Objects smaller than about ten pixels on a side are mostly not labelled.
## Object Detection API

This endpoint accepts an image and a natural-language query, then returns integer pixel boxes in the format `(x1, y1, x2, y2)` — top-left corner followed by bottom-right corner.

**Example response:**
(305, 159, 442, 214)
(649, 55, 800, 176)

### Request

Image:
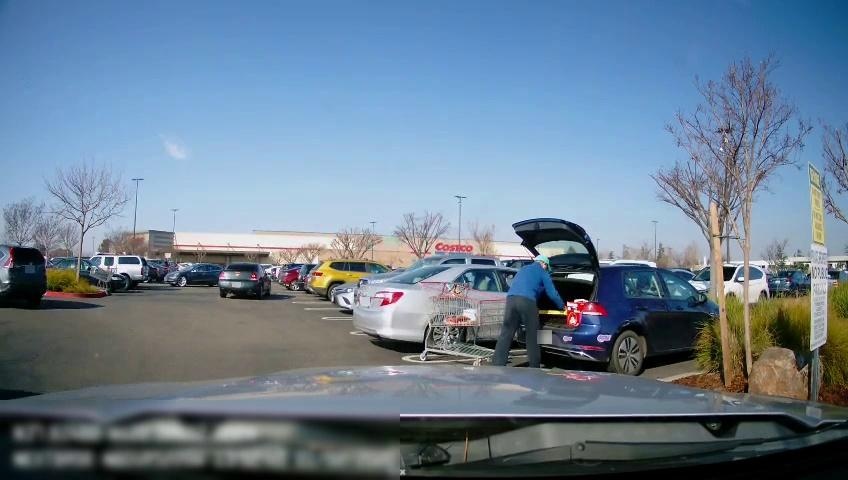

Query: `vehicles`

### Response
(90, 255, 148, 290)
(510, 217, 721, 376)
(166, 262, 222, 288)
(54, 258, 130, 294)
(0, 243, 49, 306)
(281, 263, 303, 292)
(668, 267, 697, 282)
(218, 262, 272, 300)
(351, 263, 525, 350)
(265, 265, 280, 279)
(304, 259, 392, 304)
(358, 253, 502, 288)
(688, 262, 771, 307)
(600, 259, 658, 269)
(331, 282, 356, 312)
(767, 270, 812, 299)
(297, 263, 316, 289)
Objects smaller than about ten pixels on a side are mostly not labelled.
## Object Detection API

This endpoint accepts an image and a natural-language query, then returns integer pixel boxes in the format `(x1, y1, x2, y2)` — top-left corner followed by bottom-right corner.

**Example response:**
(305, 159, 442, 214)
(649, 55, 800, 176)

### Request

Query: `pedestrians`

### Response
(494, 252, 568, 370)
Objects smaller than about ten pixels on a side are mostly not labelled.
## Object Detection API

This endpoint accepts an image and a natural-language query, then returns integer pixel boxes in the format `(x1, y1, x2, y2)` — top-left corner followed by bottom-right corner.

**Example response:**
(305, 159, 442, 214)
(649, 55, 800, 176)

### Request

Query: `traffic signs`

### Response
(809, 243, 829, 353)
(807, 162, 825, 246)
